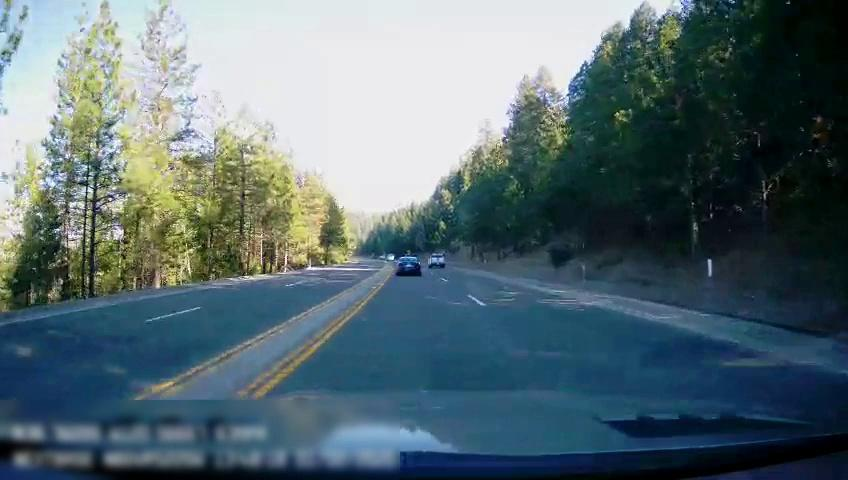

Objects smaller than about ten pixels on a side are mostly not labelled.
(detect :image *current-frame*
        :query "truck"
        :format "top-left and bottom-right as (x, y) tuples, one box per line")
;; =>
(426, 253), (446, 269)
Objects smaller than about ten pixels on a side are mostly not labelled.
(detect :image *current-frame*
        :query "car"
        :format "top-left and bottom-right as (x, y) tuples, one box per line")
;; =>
(395, 255), (422, 277)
